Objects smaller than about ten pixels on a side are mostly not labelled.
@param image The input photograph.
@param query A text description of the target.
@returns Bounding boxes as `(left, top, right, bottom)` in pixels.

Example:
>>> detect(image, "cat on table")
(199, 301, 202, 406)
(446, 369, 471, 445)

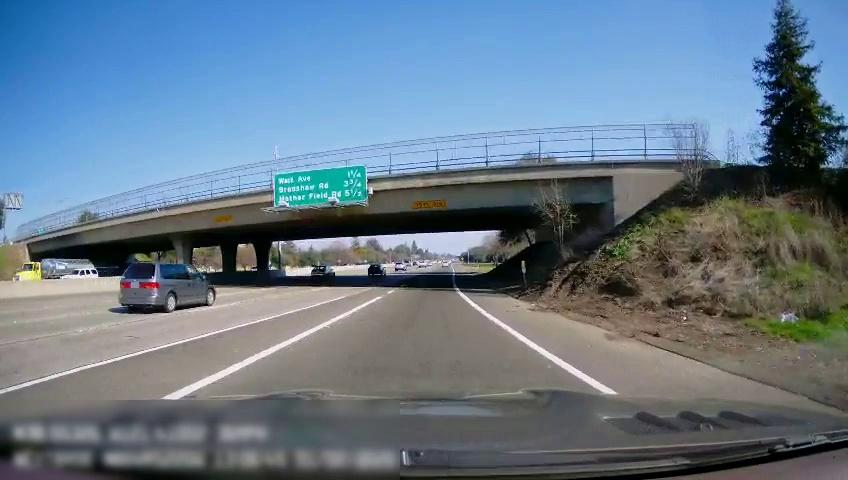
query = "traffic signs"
(272, 164, 368, 206)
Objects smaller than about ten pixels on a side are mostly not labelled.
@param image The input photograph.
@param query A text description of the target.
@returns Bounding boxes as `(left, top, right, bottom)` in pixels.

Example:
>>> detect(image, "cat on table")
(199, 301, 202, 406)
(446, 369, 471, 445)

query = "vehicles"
(13, 258, 89, 281)
(367, 263, 387, 277)
(310, 265, 337, 279)
(394, 261, 408, 273)
(60, 267, 99, 280)
(118, 261, 217, 312)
